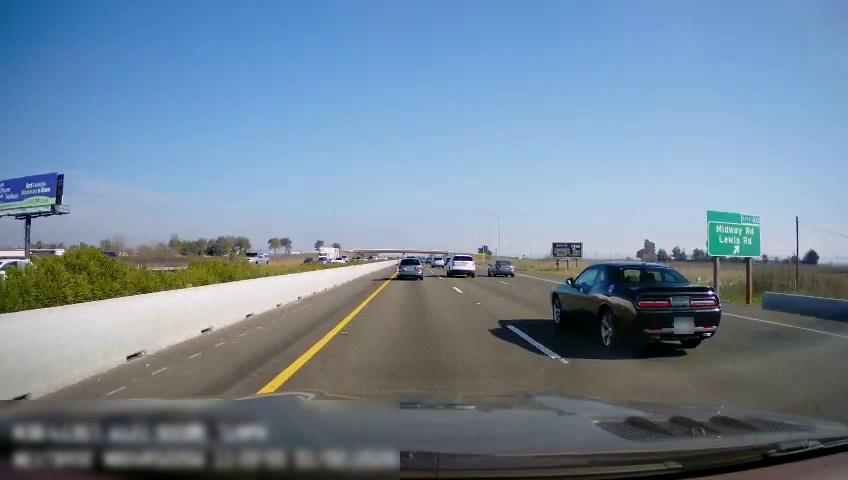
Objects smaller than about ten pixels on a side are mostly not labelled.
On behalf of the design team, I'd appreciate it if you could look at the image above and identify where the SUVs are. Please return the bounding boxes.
[446,255,476,278]
[430,256,445,269]
[0,259,31,275]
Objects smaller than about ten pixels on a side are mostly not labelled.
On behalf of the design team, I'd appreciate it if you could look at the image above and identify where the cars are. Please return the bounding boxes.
[549,262,722,354]
[486,258,515,278]
[396,257,424,281]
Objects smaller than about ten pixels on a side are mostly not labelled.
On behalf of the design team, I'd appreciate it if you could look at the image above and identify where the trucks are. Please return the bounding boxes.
[239,252,271,265]
[317,247,339,259]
